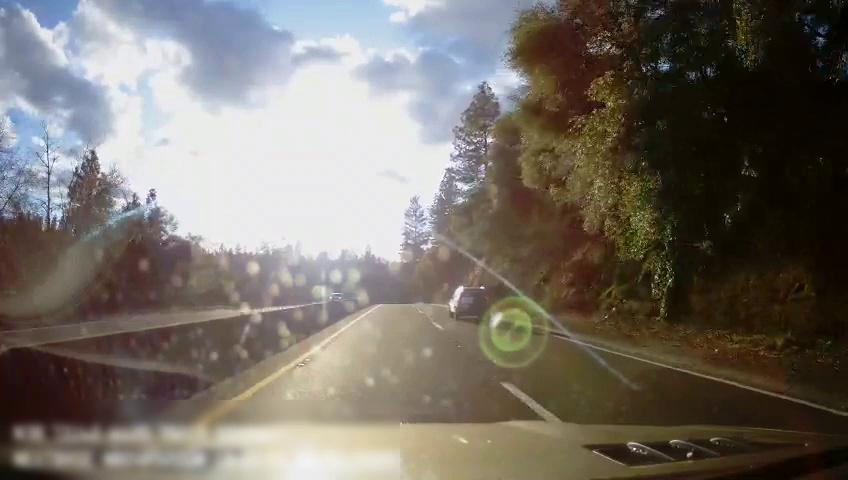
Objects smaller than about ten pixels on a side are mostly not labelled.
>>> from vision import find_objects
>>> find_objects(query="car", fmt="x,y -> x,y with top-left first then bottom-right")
448,284 -> 488,320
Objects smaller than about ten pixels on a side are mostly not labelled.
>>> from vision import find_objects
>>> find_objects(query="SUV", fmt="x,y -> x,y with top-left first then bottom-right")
328,292 -> 345,304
